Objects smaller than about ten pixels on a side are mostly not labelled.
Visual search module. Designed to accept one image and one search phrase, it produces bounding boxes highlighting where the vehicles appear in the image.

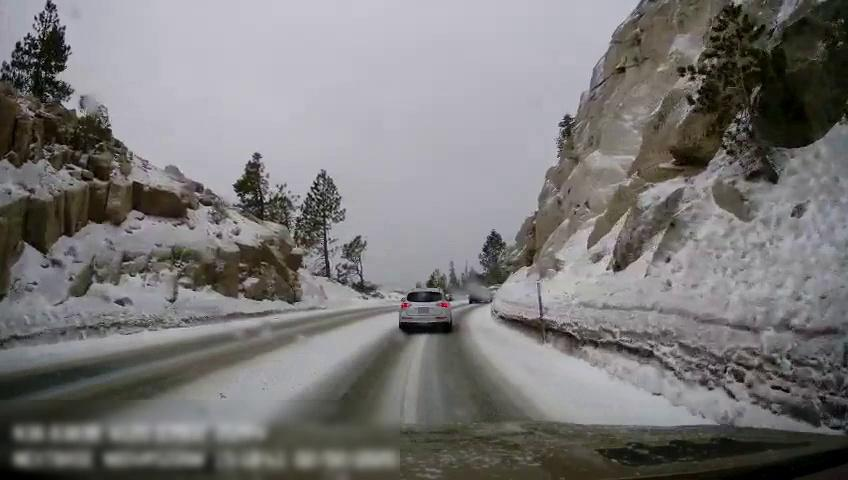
[469,286,493,304]
[398,291,453,333]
